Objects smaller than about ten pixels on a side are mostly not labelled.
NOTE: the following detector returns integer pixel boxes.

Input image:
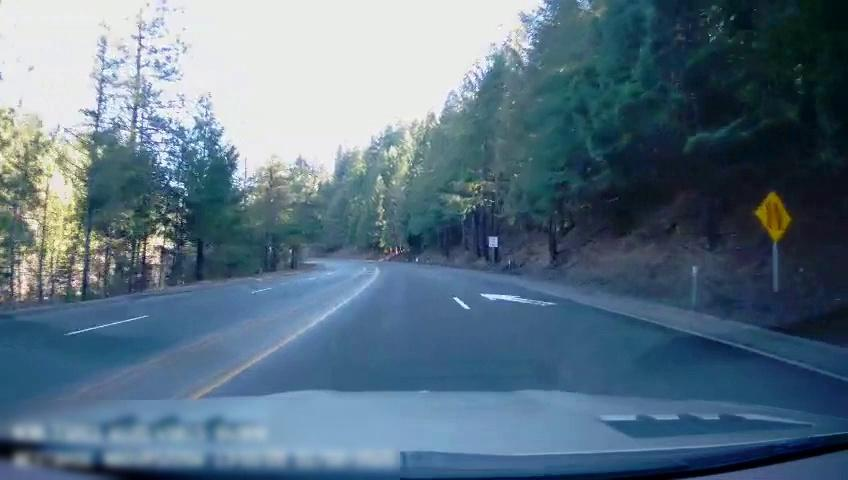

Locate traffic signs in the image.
[488,236,499,248]
[752,191,795,239]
